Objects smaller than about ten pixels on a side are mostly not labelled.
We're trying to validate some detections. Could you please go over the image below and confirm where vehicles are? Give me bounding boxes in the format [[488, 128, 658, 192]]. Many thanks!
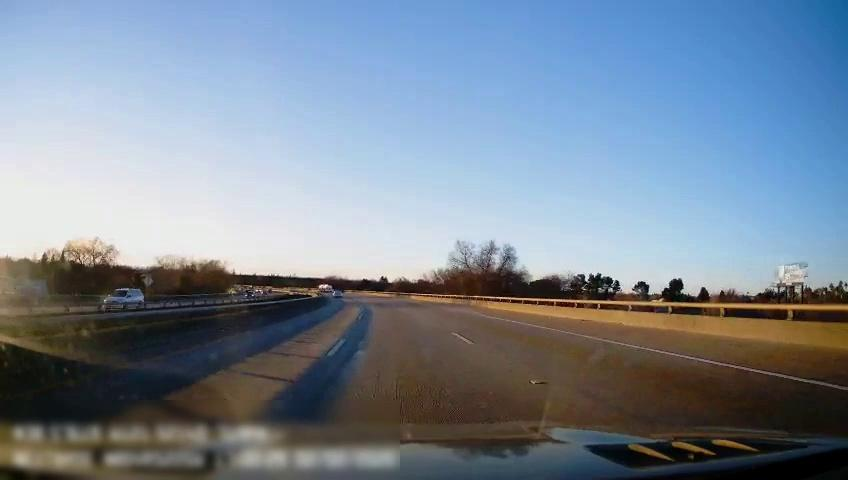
[[332, 290, 343, 299], [245, 291, 257, 299], [103, 288, 144, 312], [319, 284, 332, 292]]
